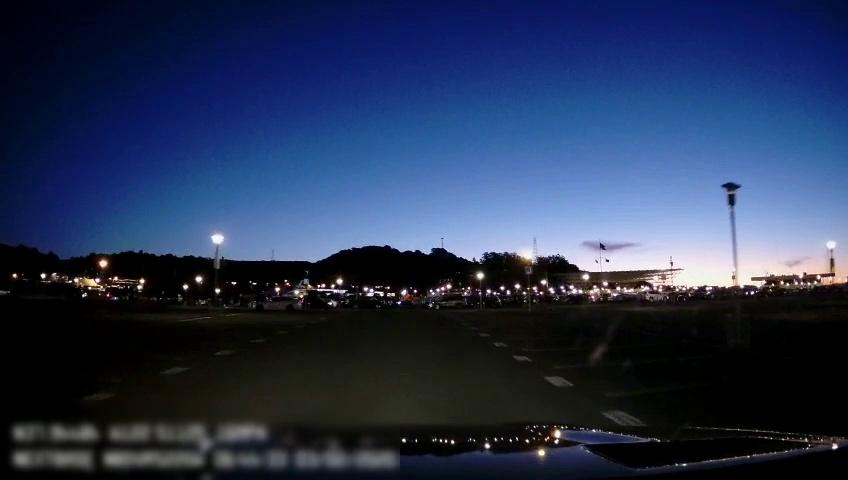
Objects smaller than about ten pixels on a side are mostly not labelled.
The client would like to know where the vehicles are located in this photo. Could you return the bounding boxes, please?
[321,298,337,307]
[248,295,300,313]
[427,293,468,310]
[565,296,592,305]
[645,292,670,303]
[352,296,389,309]
[300,295,332,308]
